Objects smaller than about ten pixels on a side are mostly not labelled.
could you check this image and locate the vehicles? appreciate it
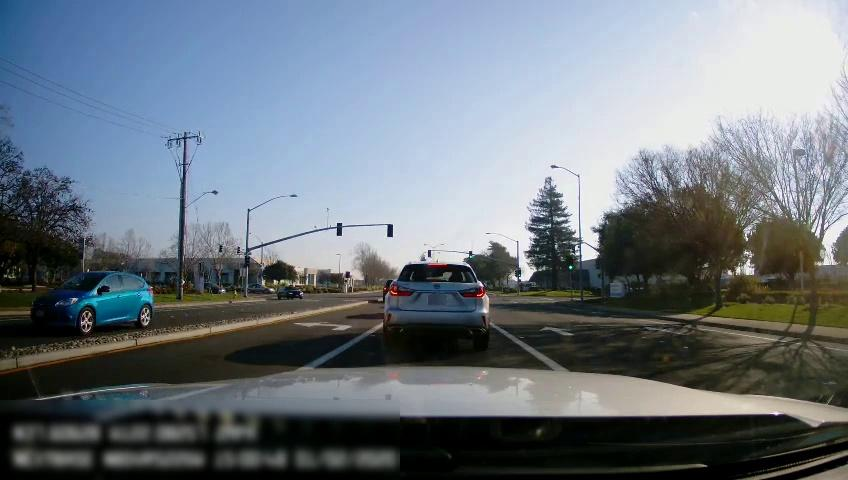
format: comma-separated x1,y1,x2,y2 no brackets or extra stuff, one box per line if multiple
383,263,490,350
382,279,403,304
241,283,274,296
276,285,304,300
27,269,153,336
